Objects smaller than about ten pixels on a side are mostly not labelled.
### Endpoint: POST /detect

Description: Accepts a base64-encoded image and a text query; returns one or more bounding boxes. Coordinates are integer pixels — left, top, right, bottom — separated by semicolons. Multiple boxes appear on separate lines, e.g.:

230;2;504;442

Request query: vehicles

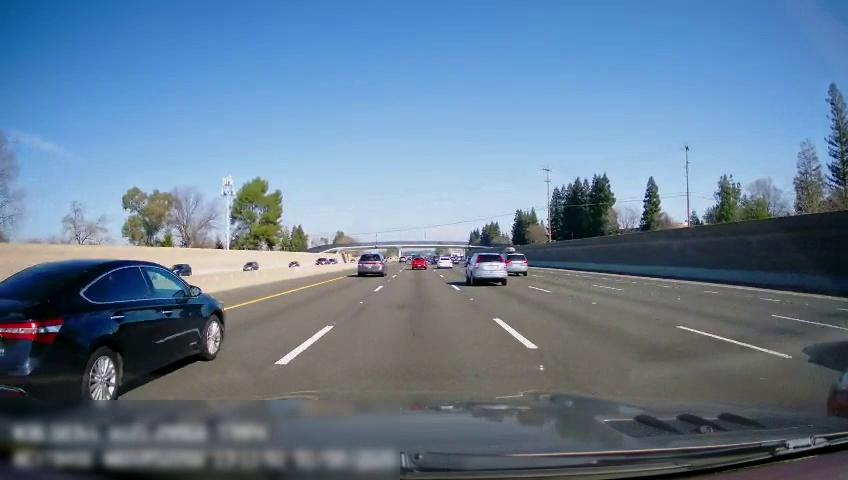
826;367;848;421
435;256;453;270
0;258;227;415
465;255;474;267
288;260;301;269
411;257;428;271
357;253;388;278
314;257;329;266
500;247;528;277
242;261;260;272
325;257;339;265
463;252;508;286
166;263;193;278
